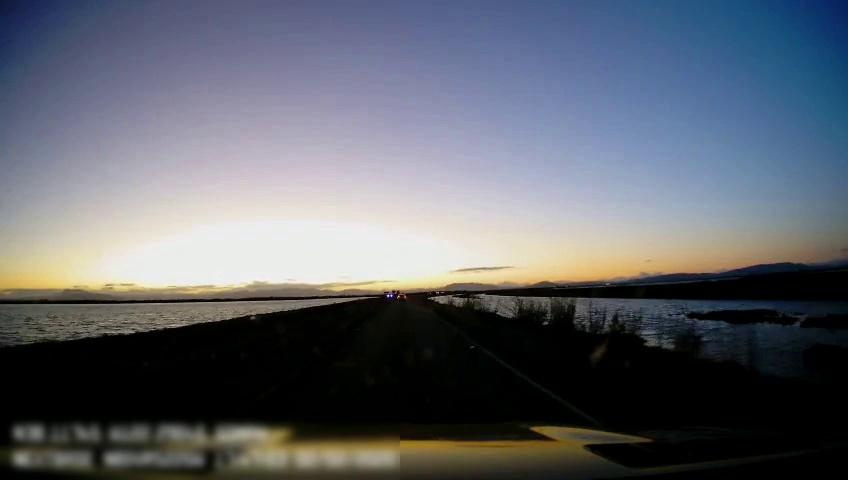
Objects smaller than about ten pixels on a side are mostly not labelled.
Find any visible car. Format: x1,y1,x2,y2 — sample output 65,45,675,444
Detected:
396,293,408,302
